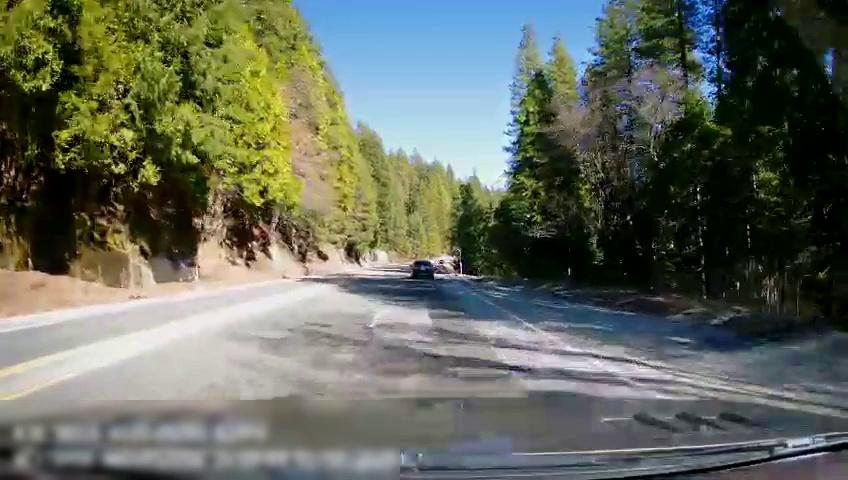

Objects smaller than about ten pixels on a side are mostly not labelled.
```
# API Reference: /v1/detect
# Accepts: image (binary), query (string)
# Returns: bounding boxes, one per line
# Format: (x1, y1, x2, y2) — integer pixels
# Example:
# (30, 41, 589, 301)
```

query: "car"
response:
(414, 263, 437, 282)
